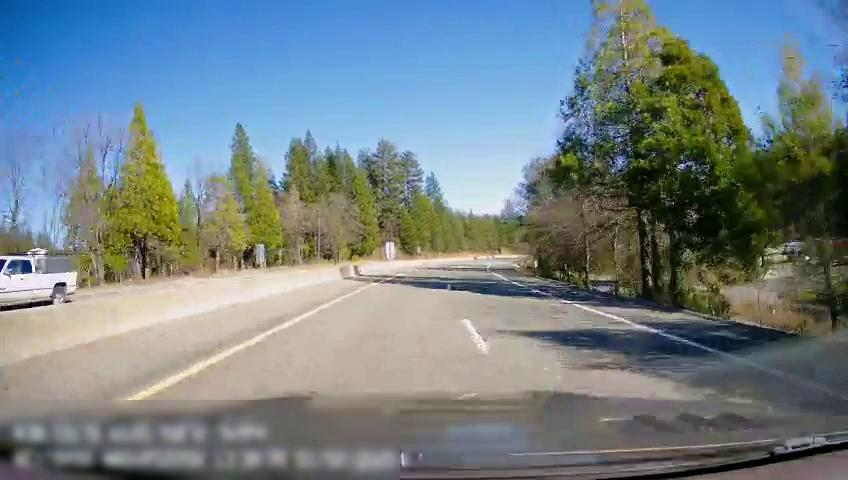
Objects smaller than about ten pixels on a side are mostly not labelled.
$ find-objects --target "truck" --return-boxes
[0,247,78,308]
